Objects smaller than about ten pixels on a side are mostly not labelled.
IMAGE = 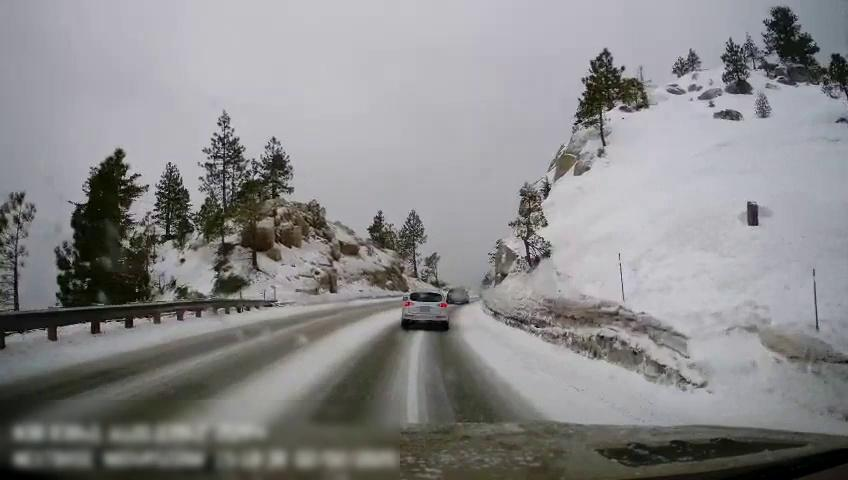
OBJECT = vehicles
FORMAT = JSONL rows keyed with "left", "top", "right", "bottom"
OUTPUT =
{"left": 401, "top": 292, "right": 449, "bottom": 330}
{"left": 447, "top": 288, "right": 469, "bottom": 304}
